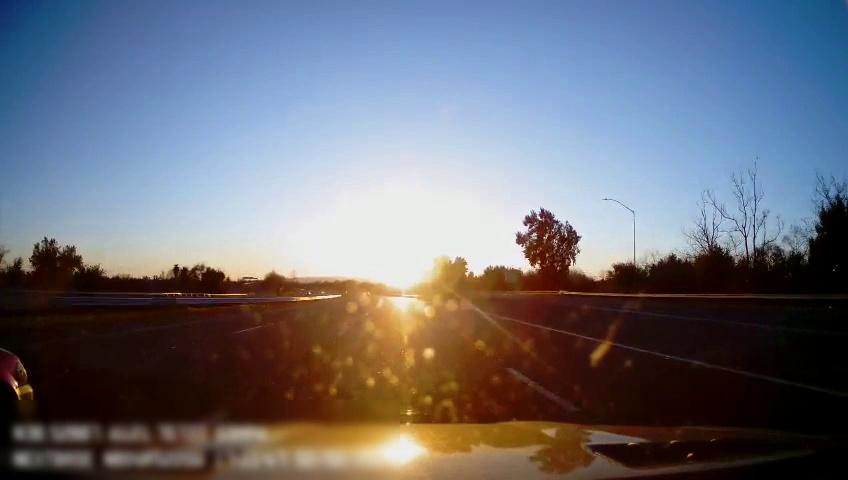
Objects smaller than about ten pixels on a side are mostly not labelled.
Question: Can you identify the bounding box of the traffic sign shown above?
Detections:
[505,271,518,283]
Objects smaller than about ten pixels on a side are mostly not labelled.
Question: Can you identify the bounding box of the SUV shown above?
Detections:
[0,347,34,444]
